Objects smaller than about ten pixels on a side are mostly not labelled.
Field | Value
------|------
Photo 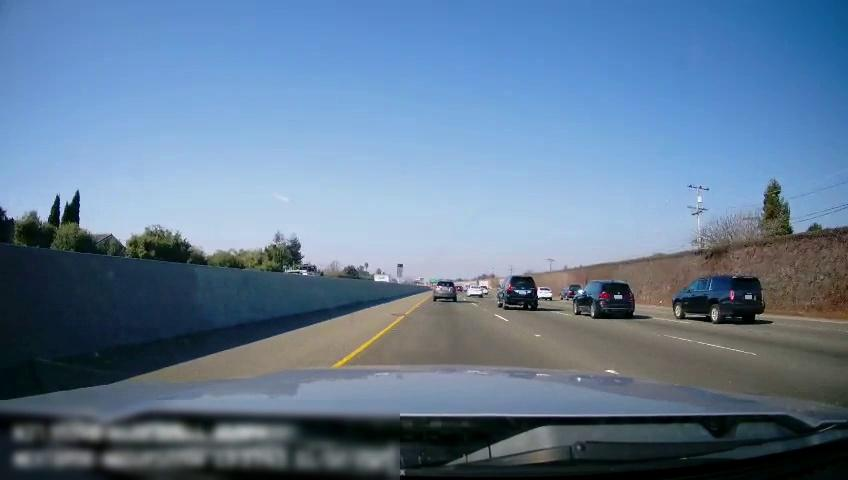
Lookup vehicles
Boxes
[432,279,457,302]
[466,285,483,298]
[672,274,765,325]
[560,284,582,301]
[536,286,553,301]
[496,275,539,311]
[572,279,635,319]
[478,280,489,291]
[284,264,325,277]
[374,274,395,284]
[479,285,489,296]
